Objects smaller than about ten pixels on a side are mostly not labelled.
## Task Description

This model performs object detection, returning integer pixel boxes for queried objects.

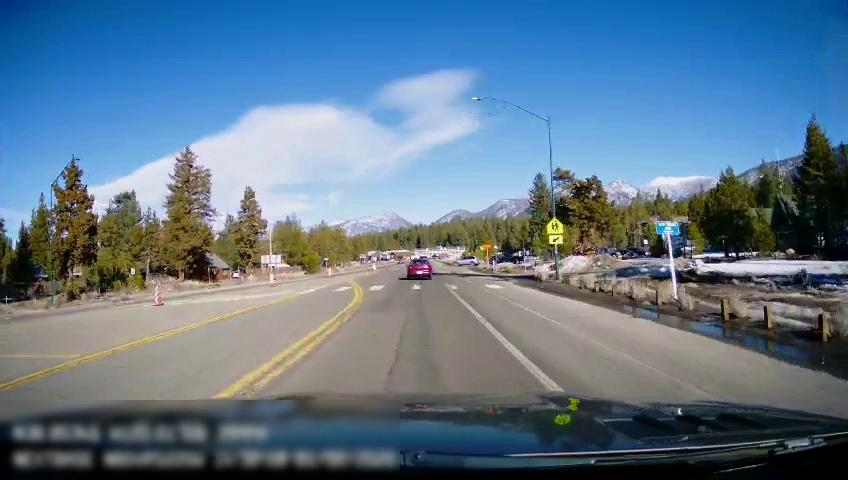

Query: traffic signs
[656,221,681,236]
[546,217,564,235]
[549,234,563,245]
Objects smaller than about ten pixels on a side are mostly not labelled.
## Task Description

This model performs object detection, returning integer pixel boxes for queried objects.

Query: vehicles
[407,260,432,279]
[456,256,479,267]
[487,251,525,266]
